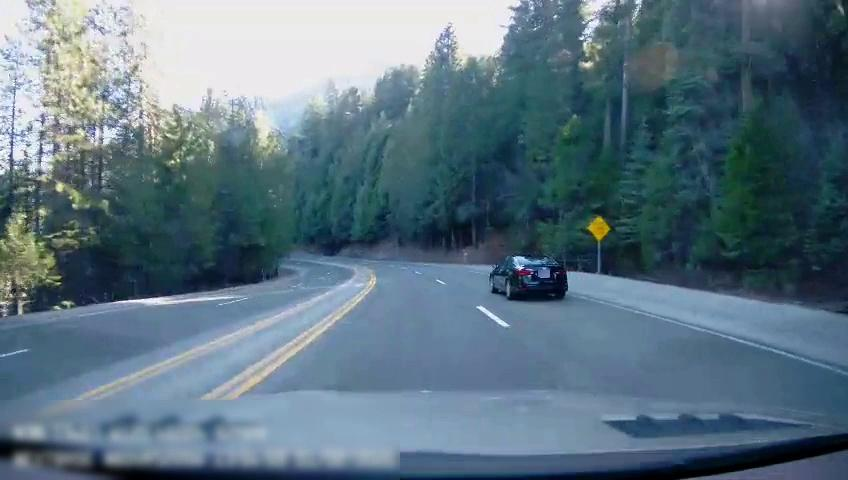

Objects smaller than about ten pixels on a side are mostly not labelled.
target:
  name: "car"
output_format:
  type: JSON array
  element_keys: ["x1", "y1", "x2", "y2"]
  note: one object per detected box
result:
[{"x1": 489, "y1": 253, "x2": 568, "y2": 301}]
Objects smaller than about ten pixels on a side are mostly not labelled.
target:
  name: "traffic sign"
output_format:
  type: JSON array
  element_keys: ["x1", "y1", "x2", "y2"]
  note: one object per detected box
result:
[{"x1": 586, "y1": 215, "x2": 613, "y2": 241}]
